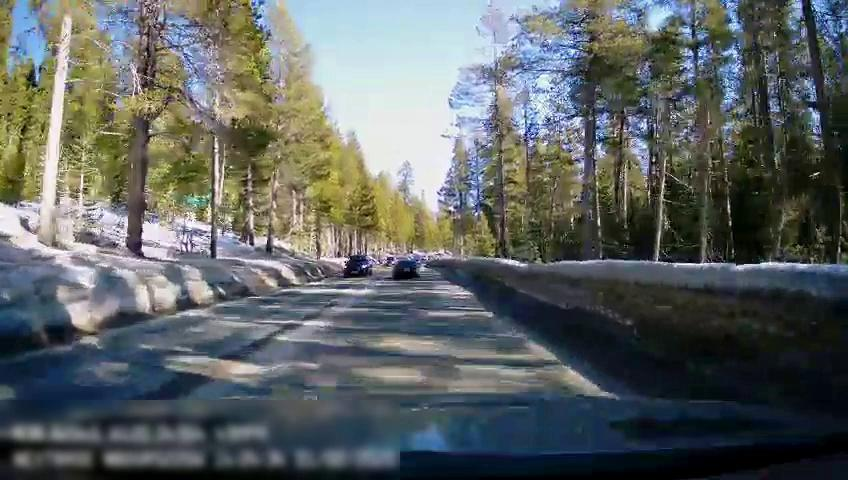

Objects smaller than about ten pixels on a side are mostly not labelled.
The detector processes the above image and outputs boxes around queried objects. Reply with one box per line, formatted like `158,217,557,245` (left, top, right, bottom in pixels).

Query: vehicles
342,255,372,277
382,256,396,267
391,256,421,279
